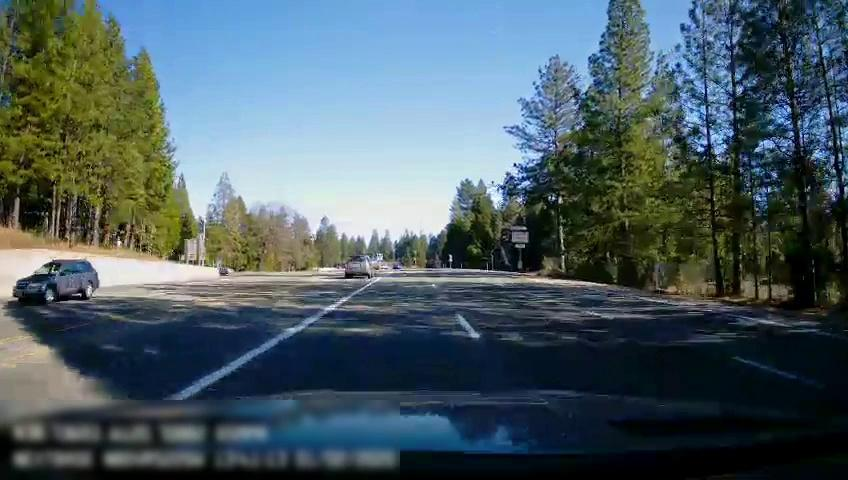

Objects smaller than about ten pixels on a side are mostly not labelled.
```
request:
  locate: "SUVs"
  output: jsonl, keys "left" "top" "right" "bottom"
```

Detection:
{"left": 344, "top": 254, "right": 375, "bottom": 279}
{"left": 11, "top": 257, "right": 101, "bottom": 306}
